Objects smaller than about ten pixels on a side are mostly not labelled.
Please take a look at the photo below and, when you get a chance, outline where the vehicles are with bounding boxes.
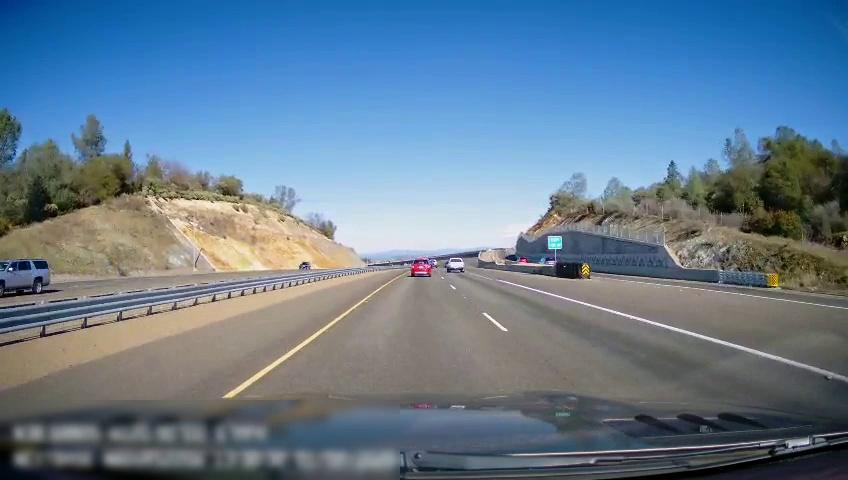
[539,257,558,266]
[411,261,432,277]
[298,261,312,270]
[517,257,528,264]
[0,256,51,298]
[447,257,465,273]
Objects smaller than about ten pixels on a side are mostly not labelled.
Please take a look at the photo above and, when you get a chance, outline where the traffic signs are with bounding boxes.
[767,273,779,288]
[547,236,563,249]
[582,264,591,275]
